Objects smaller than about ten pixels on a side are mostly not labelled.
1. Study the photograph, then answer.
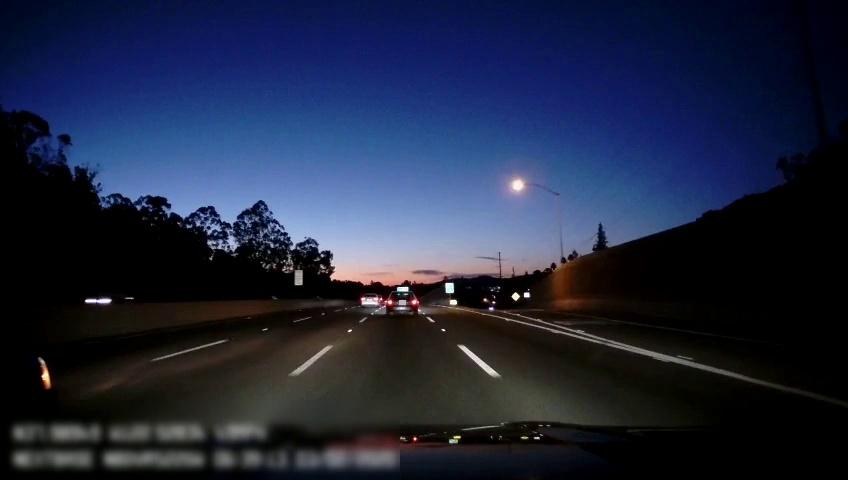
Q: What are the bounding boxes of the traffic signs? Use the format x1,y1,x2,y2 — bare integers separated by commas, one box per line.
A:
445,283,454,294
397,287,409,293
294,265,303,286
510,291,520,302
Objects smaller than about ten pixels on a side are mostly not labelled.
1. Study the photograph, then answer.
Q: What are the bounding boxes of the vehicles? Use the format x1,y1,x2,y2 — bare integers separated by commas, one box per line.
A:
361,293,381,308
262,295,278,301
386,291,419,316
0,342,59,438
84,292,134,306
